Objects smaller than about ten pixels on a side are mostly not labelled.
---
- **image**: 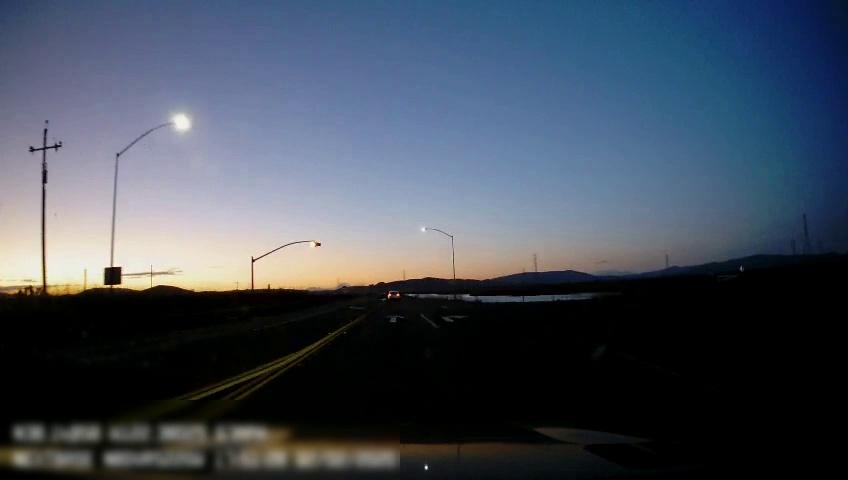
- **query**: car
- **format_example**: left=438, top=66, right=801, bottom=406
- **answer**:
left=386, top=290, right=401, bottom=301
